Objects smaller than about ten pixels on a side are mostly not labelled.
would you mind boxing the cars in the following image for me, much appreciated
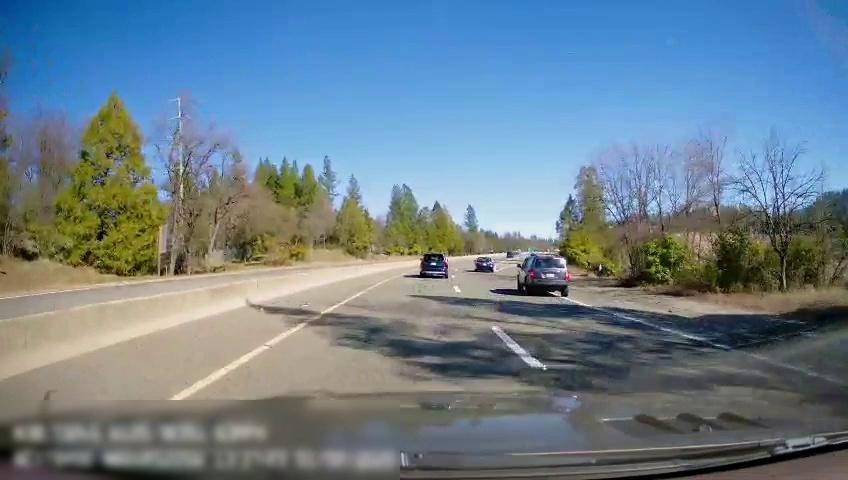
[474,257,494,272]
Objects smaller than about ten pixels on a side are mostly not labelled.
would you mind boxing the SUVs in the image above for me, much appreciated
[516,255,572,298]
[419,253,450,278]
